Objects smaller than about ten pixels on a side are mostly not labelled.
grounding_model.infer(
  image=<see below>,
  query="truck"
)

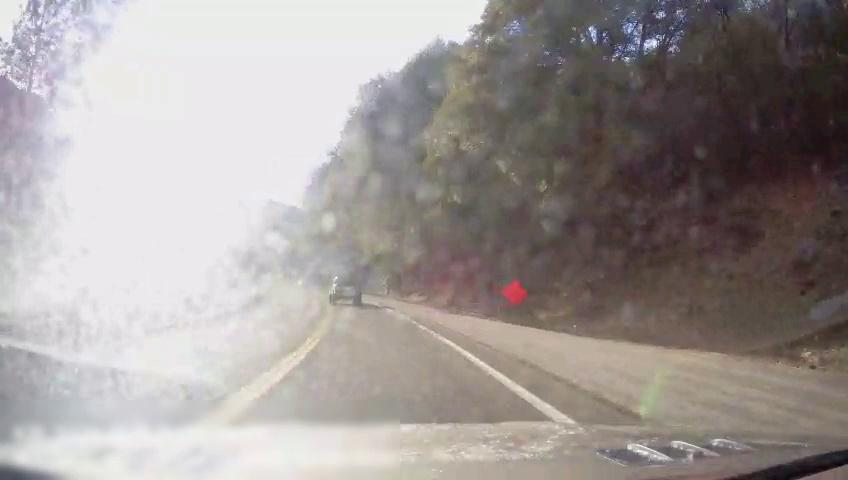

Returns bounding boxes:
[329,274,363,305]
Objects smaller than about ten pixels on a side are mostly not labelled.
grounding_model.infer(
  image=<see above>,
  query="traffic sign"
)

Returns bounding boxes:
[500,279,529,306]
